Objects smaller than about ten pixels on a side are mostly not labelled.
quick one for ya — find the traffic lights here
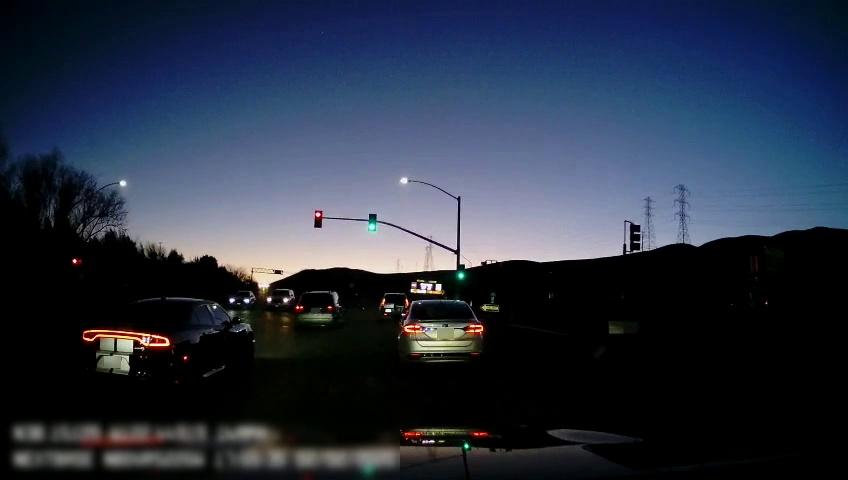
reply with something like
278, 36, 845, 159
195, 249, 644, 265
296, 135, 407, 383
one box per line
367, 213, 377, 233
455, 264, 466, 282
313, 210, 323, 229
629, 223, 641, 252
71, 257, 82, 267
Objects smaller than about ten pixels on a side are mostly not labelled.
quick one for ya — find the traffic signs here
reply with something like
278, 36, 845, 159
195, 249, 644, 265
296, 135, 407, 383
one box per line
479, 303, 500, 313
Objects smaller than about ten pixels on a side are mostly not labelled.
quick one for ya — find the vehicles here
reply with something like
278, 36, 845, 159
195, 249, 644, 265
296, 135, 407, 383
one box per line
265, 288, 296, 311
77, 294, 256, 406
730, 293, 770, 312
378, 292, 411, 321
390, 298, 487, 377
293, 290, 343, 332
228, 290, 256, 309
